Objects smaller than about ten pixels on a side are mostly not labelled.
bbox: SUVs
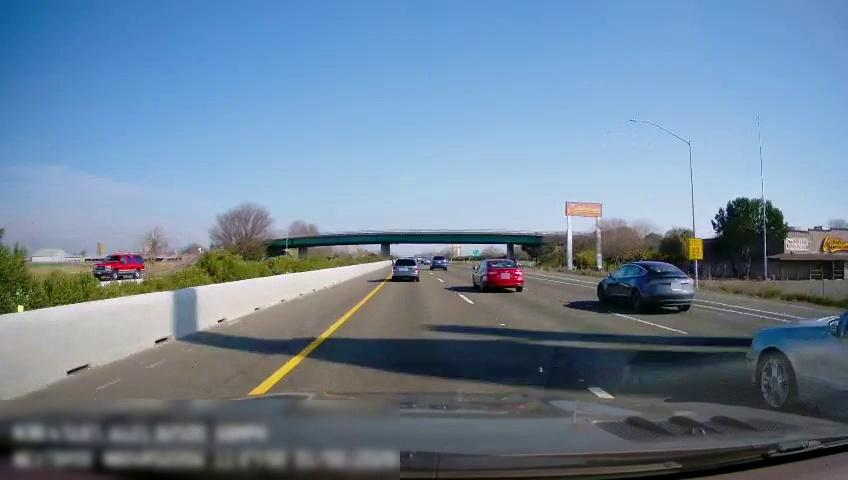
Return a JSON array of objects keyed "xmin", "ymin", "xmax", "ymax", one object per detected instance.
[
  {"xmin": 392, "ymin": 257, "xmax": 421, "ymax": 282},
  {"xmin": 429, "ymin": 255, "xmax": 449, "ymax": 271},
  {"xmin": 92, "ymin": 253, "xmax": 146, "ymax": 282}
]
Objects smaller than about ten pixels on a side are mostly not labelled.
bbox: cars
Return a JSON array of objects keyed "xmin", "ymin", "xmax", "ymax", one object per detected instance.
[
  {"xmin": 470, "ymin": 257, "xmax": 525, "ymax": 293},
  {"xmin": 749, "ymin": 309, "xmax": 848, "ymax": 423},
  {"xmin": 597, "ymin": 261, "xmax": 695, "ymax": 314}
]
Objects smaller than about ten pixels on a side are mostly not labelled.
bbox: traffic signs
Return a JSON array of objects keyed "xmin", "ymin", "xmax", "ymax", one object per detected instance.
[{"xmin": 687, "ymin": 238, "xmax": 704, "ymax": 261}]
